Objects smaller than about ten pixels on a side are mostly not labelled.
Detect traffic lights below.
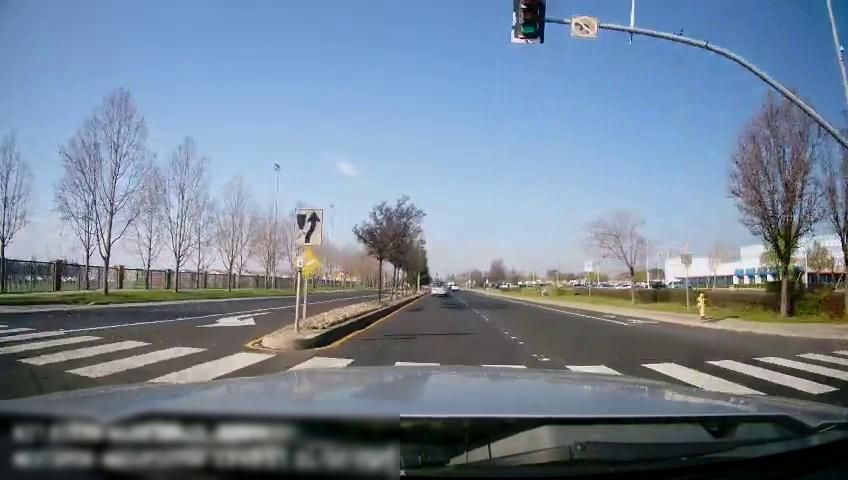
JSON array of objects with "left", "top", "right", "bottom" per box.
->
[{"left": 510, "top": 0, "right": 547, "bottom": 46}]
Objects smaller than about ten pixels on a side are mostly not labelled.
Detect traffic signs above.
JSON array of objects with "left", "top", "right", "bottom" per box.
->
[
  {"left": 293, "top": 247, "right": 317, "bottom": 281},
  {"left": 292, "top": 206, "right": 324, "bottom": 247},
  {"left": 570, "top": 14, "right": 600, "bottom": 39}
]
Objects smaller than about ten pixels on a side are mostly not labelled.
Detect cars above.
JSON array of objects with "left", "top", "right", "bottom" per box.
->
[{"left": 430, "top": 284, "right": 448, "bottom": 297}]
